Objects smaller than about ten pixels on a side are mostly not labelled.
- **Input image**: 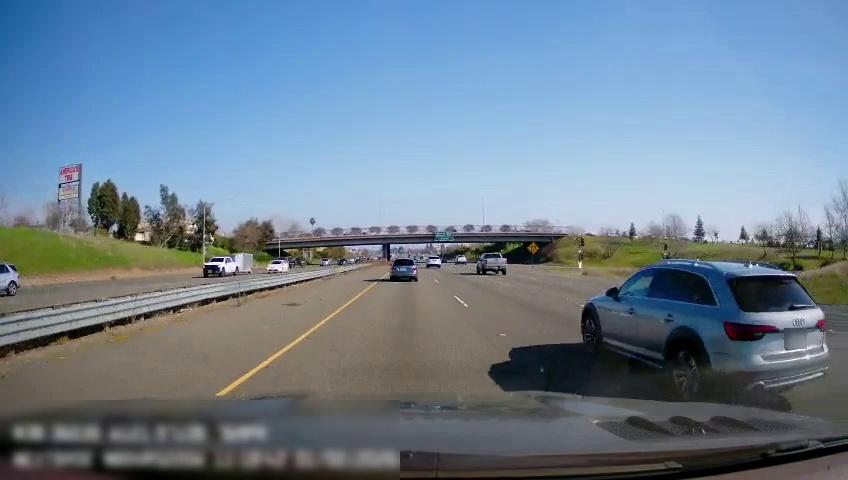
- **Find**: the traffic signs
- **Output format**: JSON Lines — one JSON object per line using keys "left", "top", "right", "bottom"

{"left": 526, "top": 240, "right": 540, "bottom": 255}
{"left": 435, "top": 232, "right": 452, "bottom": 242}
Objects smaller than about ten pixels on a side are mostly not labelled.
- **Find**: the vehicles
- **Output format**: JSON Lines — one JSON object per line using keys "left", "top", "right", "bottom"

{"left": 202, "top": 253, "right": 254, "bottom": 278}
{"left": 476, "top": 252, "right": 508, "bottom": 275}
{"left": 426, "top": 255, "right": 442, "bottom": 269}
{"left": 454, "top": 256, "right": 466, "bottom": 265}
{"left": 275, "top": 255, "right": 312, "bottom": 269}
{"left": 579, "top": 258, "right": 832, "bottom": 400}
{"left": 389, "top": 258, "right": 419, "bottom": 283}
{"left": 320, "top": 257, "right": 332, "bottom": 267}
{"left": 0, "top": 263, "right": 21, "bottom": 296}
{"left": 267, "top": 260, "right": 289, "bottom": 274}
